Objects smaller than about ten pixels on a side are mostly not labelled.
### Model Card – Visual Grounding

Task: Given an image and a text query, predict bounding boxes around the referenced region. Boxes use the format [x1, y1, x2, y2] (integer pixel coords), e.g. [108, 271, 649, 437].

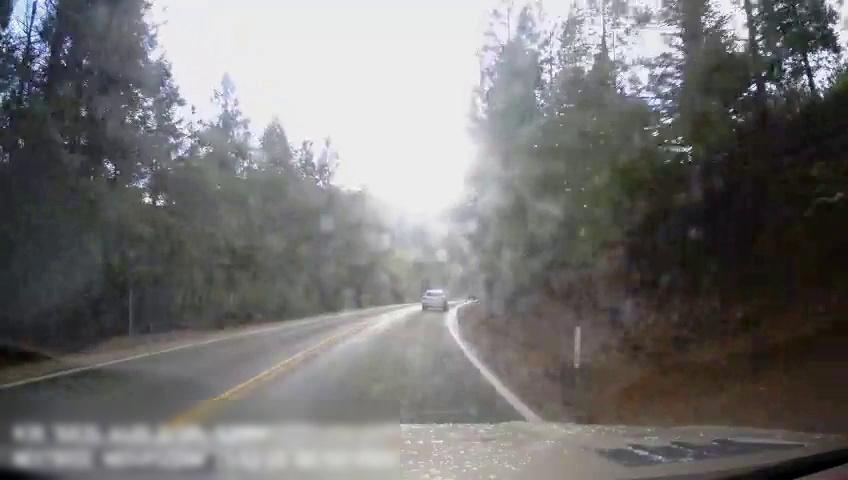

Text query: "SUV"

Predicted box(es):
[422, 289, 448, 311]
